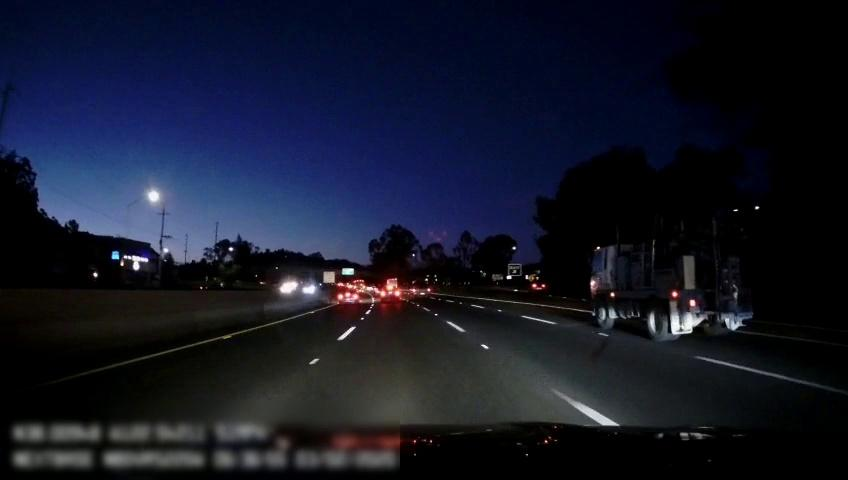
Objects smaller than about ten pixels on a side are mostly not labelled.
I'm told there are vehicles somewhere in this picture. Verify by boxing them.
[530,279,548,293]
[586,217,754,341]
[338,286,360,303]
[410,285,431,300]
[380,286,401,302]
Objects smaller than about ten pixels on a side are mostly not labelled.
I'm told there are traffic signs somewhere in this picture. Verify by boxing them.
[342,267,355,276]
[509,264,522,277]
